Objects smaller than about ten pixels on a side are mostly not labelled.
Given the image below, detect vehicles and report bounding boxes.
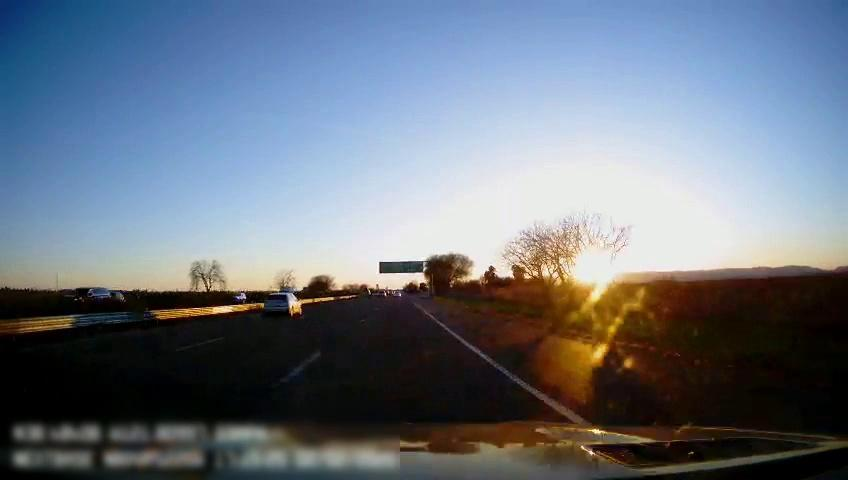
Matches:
[109,291,124,303]
[358,287,372,299]
[224,291,248,306]
[263,292,303,319]
[61,287,111,305]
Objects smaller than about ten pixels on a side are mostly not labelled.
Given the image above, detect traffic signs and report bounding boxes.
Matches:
[379,261,423,273]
